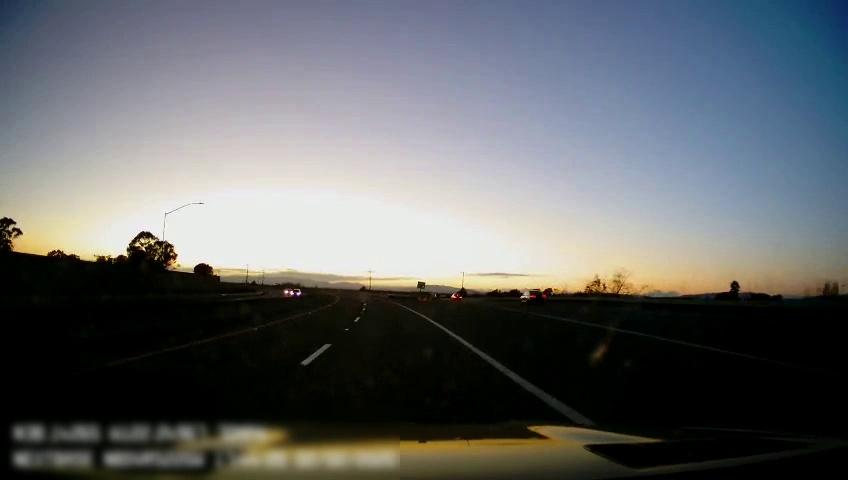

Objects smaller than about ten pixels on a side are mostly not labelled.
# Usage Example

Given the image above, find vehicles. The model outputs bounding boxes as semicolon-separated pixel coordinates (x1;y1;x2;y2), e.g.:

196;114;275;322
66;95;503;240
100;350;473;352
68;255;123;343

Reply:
450;293;462;301
290;288;303;297
519;290;548;304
